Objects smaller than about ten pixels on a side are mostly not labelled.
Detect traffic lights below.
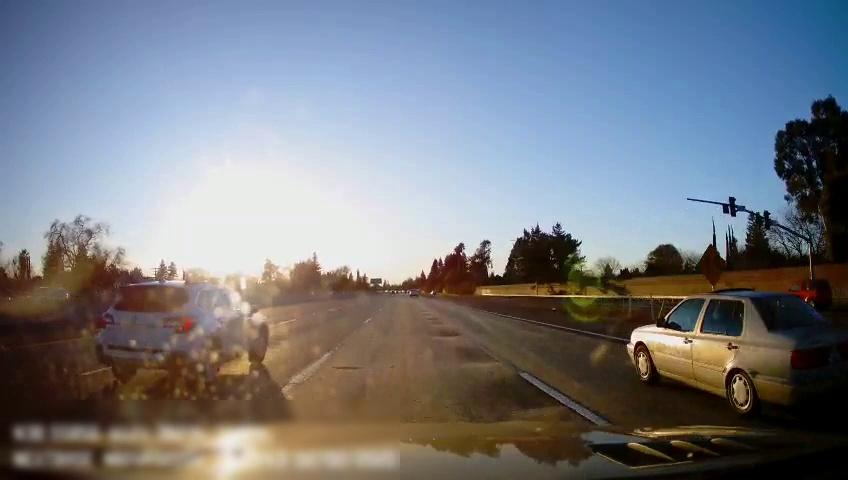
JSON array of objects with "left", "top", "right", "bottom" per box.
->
[
  {"left": 754, "top": 211, "right": 761, "bottom": 225},
  {"left": 763, "top": 210, "right": 773, "bottom": 231},
  {"left": 729, "top": 197, "right": 737, "bottom": 216},
  {"left": 722, "top": 203, "right": 730, "bottom": 214},
  {"left": 749, "top": 210, "right": 755, "bottom": 222}
]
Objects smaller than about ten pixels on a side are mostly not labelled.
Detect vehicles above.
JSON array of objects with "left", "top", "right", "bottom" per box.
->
[
  {"left": 784, "top": 277, "right": 836, "bottom": 311},
  {"left": 25, "top": 287, "right": 69, "bottom": 301},
  {"left": 628, "top": 291, "right": 848, "bottom": 423},
  {"left": 97, "top": 279, "right": 271, "bottom": 388},
  {"left": 408, "top": 288, "right": 420, "bottom": 298}
]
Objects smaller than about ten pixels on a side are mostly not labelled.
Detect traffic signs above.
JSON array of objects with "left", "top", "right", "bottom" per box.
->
[
  {"left": 370, "top": 277, "right": 384, "bottom": 283},
  {"left": 695, "top": 243, "right": 727, "bottom": 288}
]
